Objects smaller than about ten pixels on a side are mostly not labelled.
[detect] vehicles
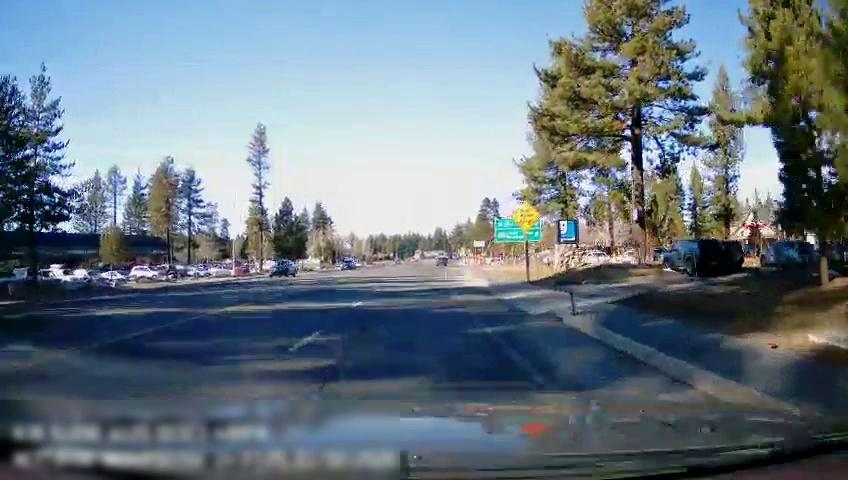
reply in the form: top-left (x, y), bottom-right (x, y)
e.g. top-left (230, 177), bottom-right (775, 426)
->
top-left (338, 259), bottom-right (357, 272)
top-left (269, 259), bottom-right (298, 278)
top-left (15, 268), bottom-right (56, 282)
top-left (96, 270), bottom-right (128, 283)
top-left (129, 265), bottom-right (160, 281)
top-left (47, 263), bottom-right (90, 282)
top-left (764, 240), bottom-right (818, 268)
top-left (661, 237), bottom-right (744, 279)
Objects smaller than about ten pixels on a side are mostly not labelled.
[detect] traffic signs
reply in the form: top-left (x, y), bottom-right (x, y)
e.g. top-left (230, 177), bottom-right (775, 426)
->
top-left (512, 199), bottom-right (540, 232)
top-left (493, 217), bottom-right (543, 243)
